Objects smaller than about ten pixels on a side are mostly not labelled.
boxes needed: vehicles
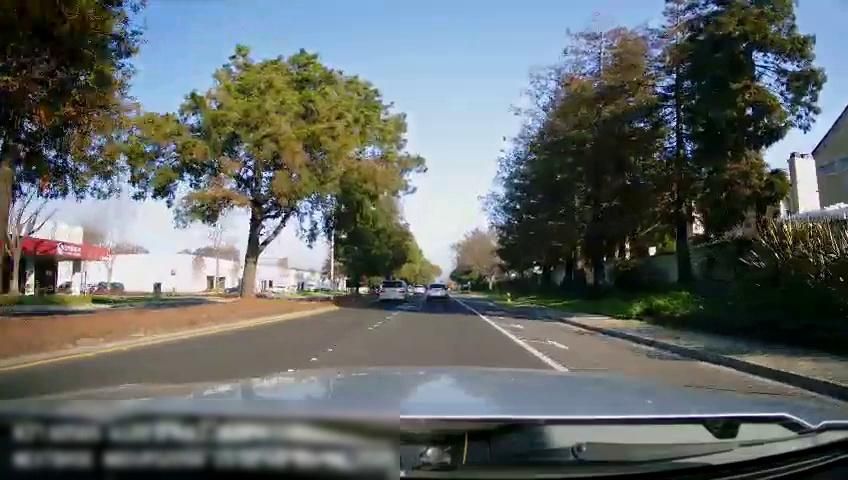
[425,282,450,302]
[378,279,410,303]
[413,285,426,296]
